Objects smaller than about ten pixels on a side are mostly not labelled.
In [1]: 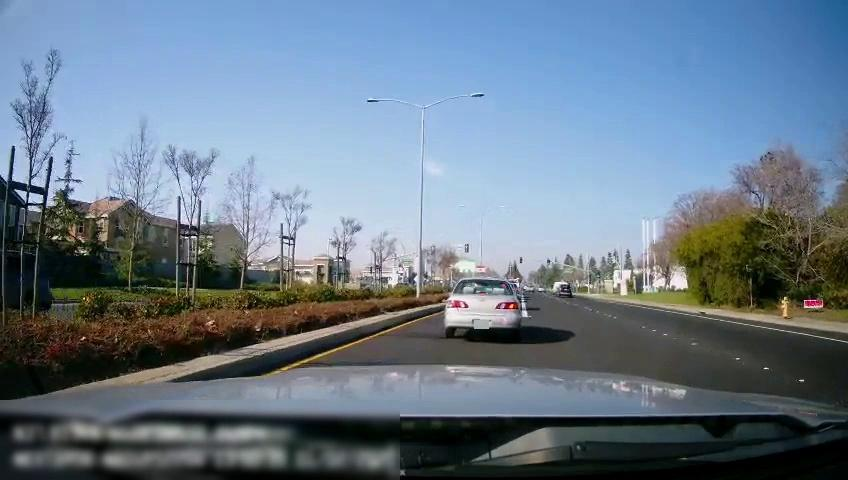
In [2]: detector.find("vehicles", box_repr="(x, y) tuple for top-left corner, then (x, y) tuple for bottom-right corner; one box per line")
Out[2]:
(444, 278), (522, 340)
(0, 250), (54, 315)
(556, 283), (572, 298)
(509, 282), (525, 312)
(550, 281), (568, 296)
